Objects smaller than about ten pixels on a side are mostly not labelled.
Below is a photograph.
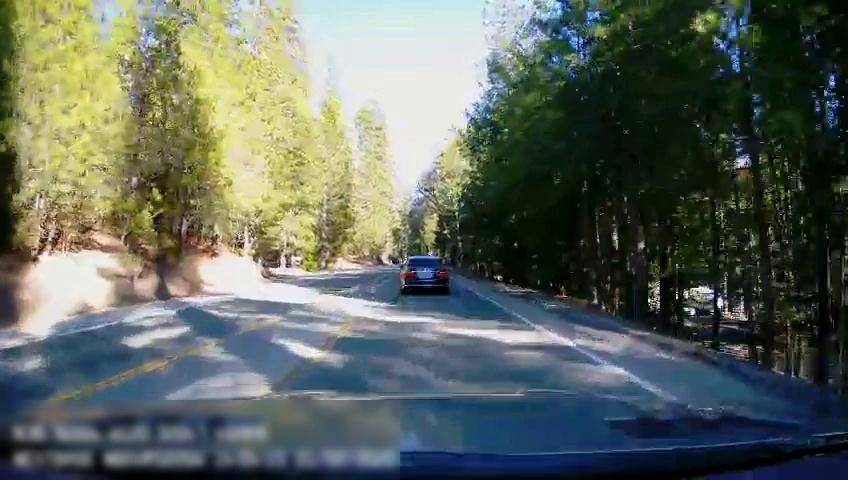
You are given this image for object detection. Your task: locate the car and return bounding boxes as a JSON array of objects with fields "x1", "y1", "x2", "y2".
[{"x1": 400, "y1": 255, "x2": 450, "y2": 294}]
